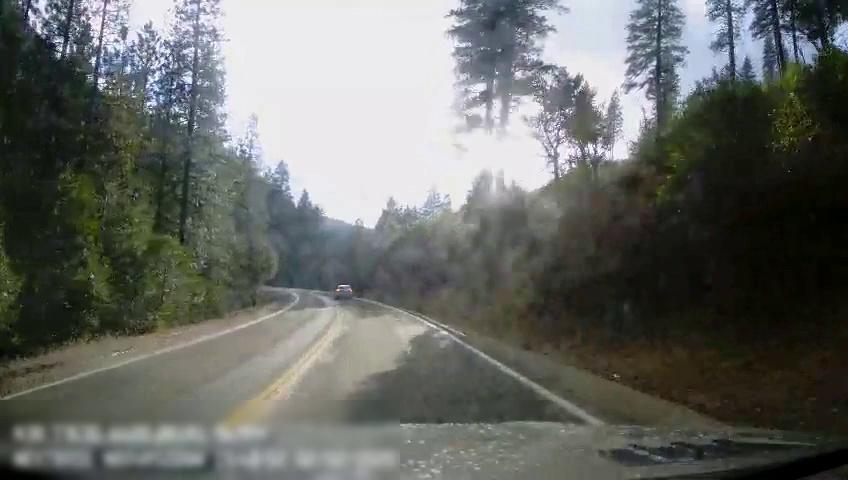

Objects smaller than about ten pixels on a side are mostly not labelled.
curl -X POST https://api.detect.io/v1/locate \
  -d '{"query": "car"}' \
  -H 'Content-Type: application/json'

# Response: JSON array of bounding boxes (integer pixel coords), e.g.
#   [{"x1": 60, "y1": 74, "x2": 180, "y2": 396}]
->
[{"x1": 334, "y1": 284, "x2": 353, "y2": 300}]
